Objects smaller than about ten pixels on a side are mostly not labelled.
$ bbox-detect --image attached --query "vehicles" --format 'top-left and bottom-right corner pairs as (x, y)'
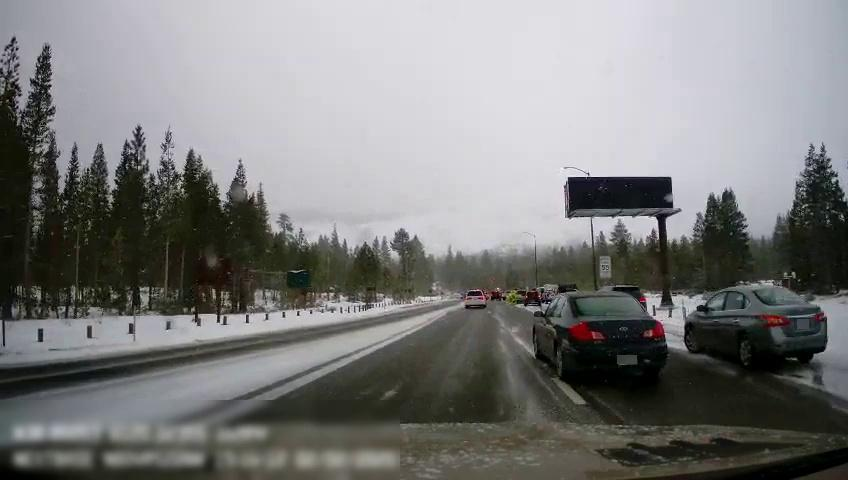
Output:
(682, 282), (828, 369)
(501, 290), (513, 300)
(515, 290), (527, 304)
(524, 291), (542, 307)
(541, 284), (558, 304)
(598, 284), (648, 313)
(464, 289), (486, 309)
(557, 283), (578, 292)
(490, 290), (502, 301)
(531, 290), (670, 383)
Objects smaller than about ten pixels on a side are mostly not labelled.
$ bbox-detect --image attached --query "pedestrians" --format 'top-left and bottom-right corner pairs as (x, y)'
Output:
(511, 289), (518, 305)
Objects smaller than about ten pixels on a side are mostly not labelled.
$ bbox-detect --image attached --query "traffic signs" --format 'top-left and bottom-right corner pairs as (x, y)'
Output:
(599, 255), (612, 279)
